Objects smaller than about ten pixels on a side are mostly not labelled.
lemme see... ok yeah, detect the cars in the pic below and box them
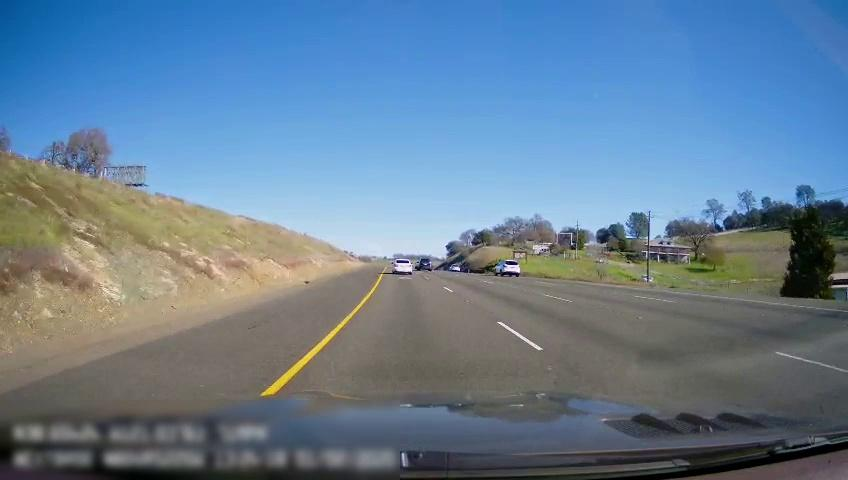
[391,259,413,275]
[449,264,461,272]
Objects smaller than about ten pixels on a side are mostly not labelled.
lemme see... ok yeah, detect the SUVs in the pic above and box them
[415,259,432,271]
[494,259,520,277]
